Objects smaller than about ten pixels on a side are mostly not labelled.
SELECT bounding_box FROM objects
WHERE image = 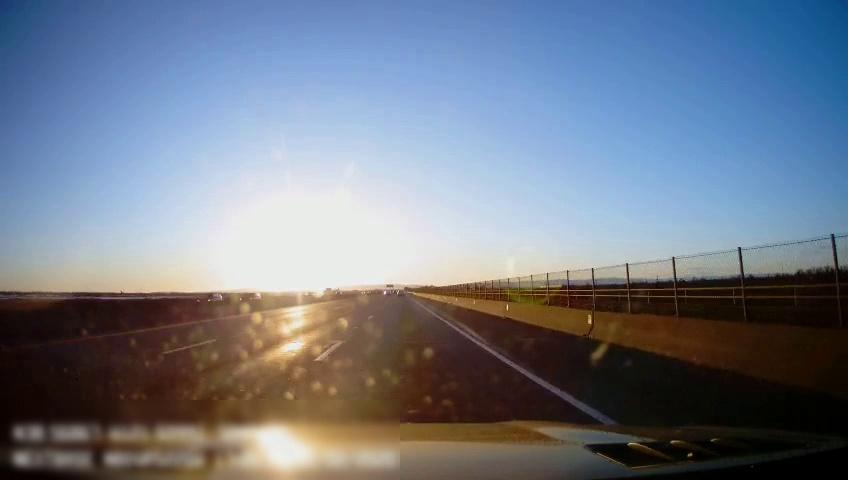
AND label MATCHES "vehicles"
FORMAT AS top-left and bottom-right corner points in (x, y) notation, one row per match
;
(239, 292), (262, 303)
(197, 293), (223, 305)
